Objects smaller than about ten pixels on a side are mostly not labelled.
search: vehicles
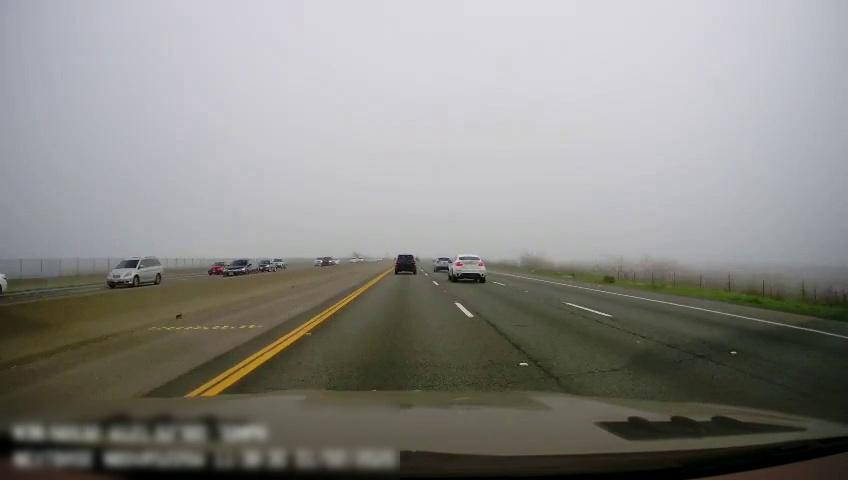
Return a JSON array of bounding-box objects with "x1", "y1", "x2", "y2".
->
[
  {"x1": 319, "y1": 256, "x2": 337, "y2": 268},
  {"x1": 432, "y1": 256, "x2": 454, "y2": 273},
  {"x1": 222, "y1": 259, "x2": 260, "y2": 277},
  {"x1": 0, "y1": 273, "x2": 8, "y2": 296},
  {"x1": 313, "y1": 257, "x2": 325, "y2": 267},
  {"x1": 448, "y1": 254, "x2": 487, "y2": 284},
  {"x1": 393, "y1": 254, "x2": 419, "y2": 275},
  {"x1": 207, "y1": 261, "x2": 232, "y2": 276},
  {"x1": 105, "y1": 256, "x2": 164, "y2": 289},
  {"x1": 272, "y1": 258, "x2": 288, "y2": 270},
  {"x1": 256, "y1": 259, "x2": 277, "y2": 273}
]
